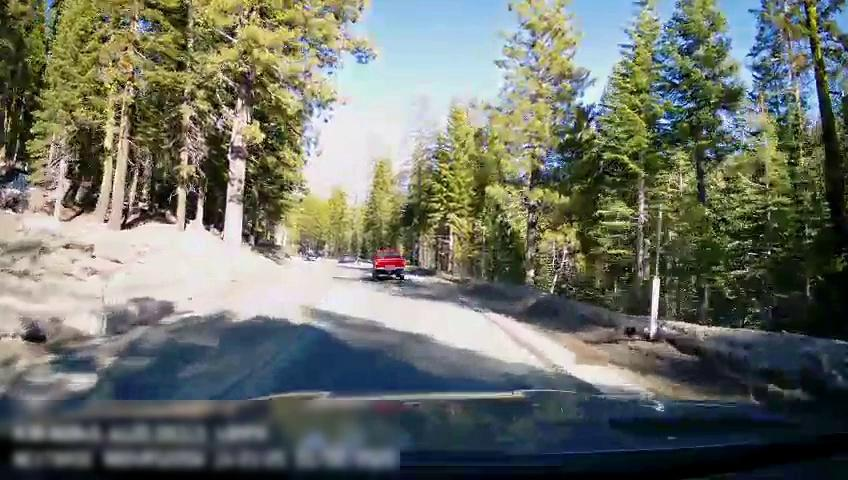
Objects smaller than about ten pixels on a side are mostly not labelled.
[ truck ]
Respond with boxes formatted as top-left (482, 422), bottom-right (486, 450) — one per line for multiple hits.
top-left (371, 248), bottom-right (406, 281)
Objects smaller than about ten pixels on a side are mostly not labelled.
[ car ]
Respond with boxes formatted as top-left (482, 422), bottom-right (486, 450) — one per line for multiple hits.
top-left (338, 252), bottom-right (355, 263)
